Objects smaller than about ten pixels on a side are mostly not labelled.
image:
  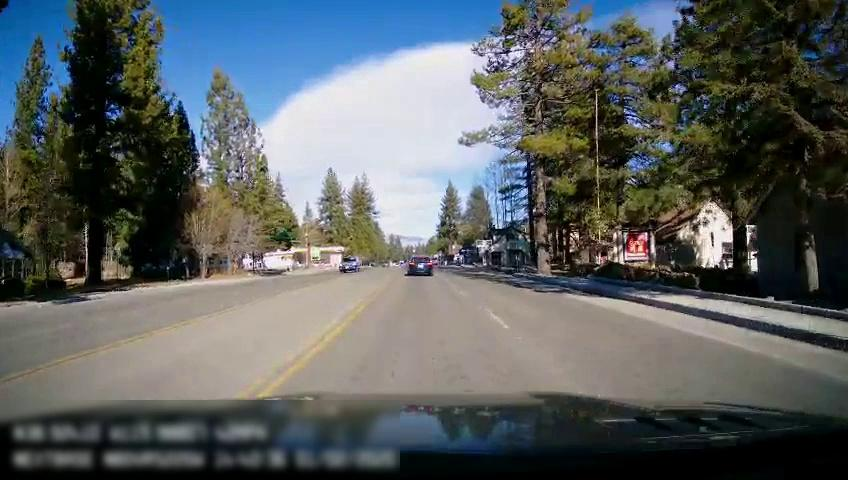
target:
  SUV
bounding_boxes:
[340,256,360,274]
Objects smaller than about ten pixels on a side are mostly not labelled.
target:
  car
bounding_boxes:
[408,256,433,276]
